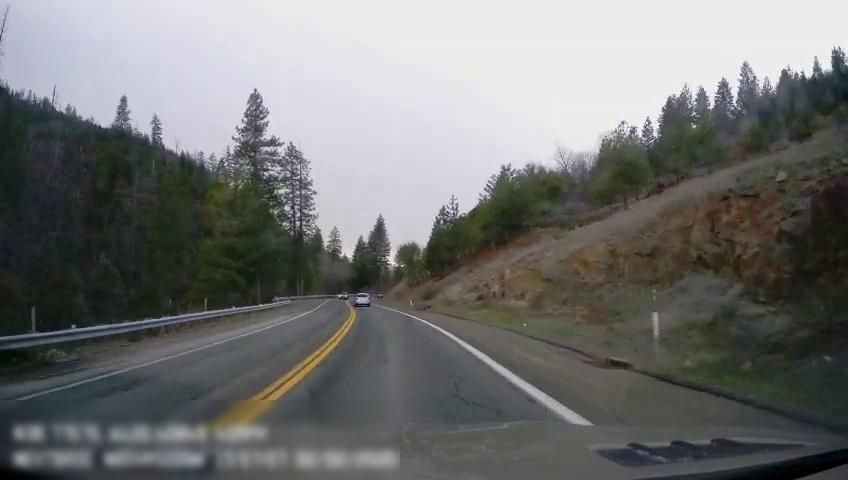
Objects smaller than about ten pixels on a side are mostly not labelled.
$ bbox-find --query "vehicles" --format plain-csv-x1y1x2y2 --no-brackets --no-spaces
354,292,371,307
338,291,349,300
